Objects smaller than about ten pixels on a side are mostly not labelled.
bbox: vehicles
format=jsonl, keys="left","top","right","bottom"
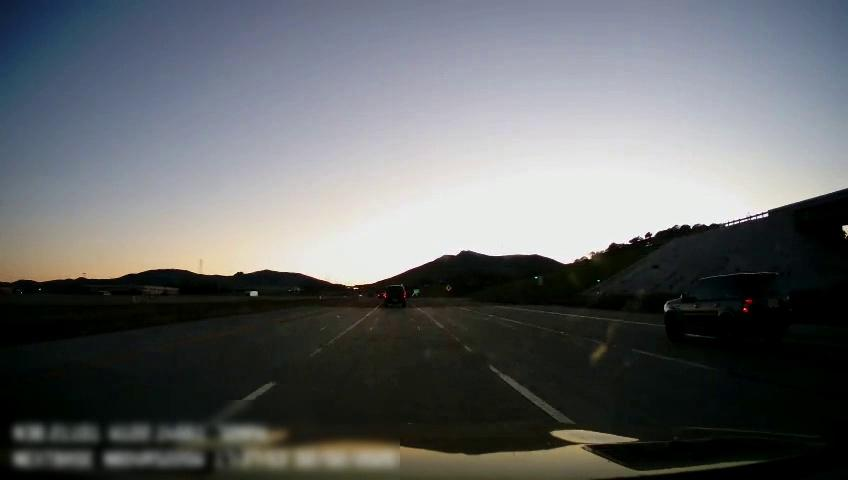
{"left": 662, "top": 271, "right": 794, "bottom": 348}
{"left": 383, "top": 284, "right": 407, "bottom": 308}
{"left": 96, "top": 290, "right": 113, "bottom": 296}
{"left": 244, "top": 290, "right": 259, "bottom": 297}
